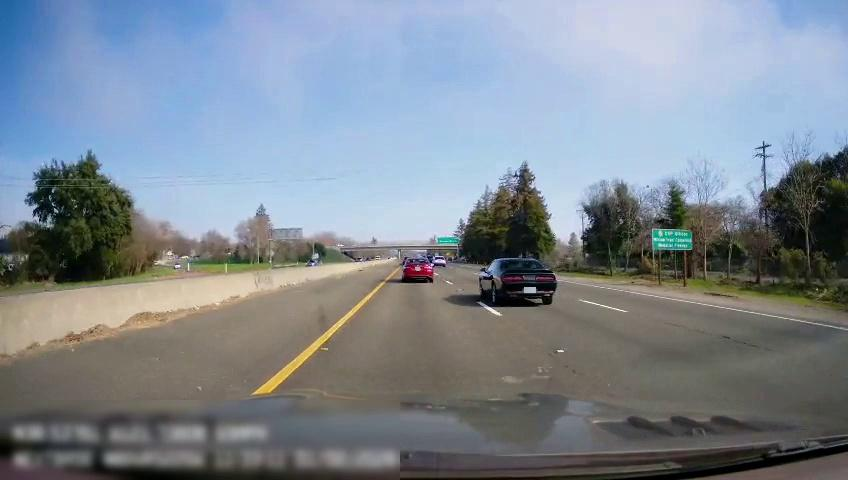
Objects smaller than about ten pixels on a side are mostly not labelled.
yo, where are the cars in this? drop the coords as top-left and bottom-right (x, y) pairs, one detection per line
(477, 256), (557, 308)
(401, 258), (435, 283)
(432, 257), (446, 269)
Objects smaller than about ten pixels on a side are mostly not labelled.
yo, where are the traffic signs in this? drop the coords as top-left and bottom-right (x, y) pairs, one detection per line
(437, 235), (460, 247)
(269, 227), (303, 240)
(652, 229), (694, 250)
